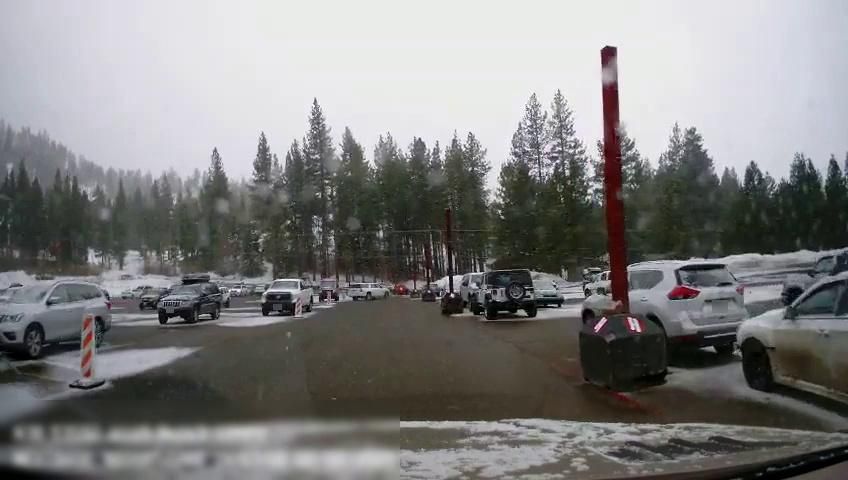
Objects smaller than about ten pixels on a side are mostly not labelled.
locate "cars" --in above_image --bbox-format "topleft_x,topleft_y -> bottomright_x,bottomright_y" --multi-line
138,288 -> 167,309
733,271 -> 848,402
532,279 -> 566,308
230,284 -> 249,297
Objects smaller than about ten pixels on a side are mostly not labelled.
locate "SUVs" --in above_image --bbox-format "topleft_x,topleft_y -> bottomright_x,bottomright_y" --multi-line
158,283 -> 222,324
219,286 -> 232,309
585,270 -> 613,298
470,270 -> 538,320
346,282 -> 390,301
579,258 -> 746,360
0,281 -> 112,360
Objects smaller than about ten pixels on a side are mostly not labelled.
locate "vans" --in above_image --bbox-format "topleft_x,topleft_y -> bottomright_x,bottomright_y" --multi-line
318,282 -> 339,302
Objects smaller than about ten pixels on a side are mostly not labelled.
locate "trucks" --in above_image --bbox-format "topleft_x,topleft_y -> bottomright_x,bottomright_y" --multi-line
459,272 -> 483,308
781,248 -> 848,305
261,278 -> 314,317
